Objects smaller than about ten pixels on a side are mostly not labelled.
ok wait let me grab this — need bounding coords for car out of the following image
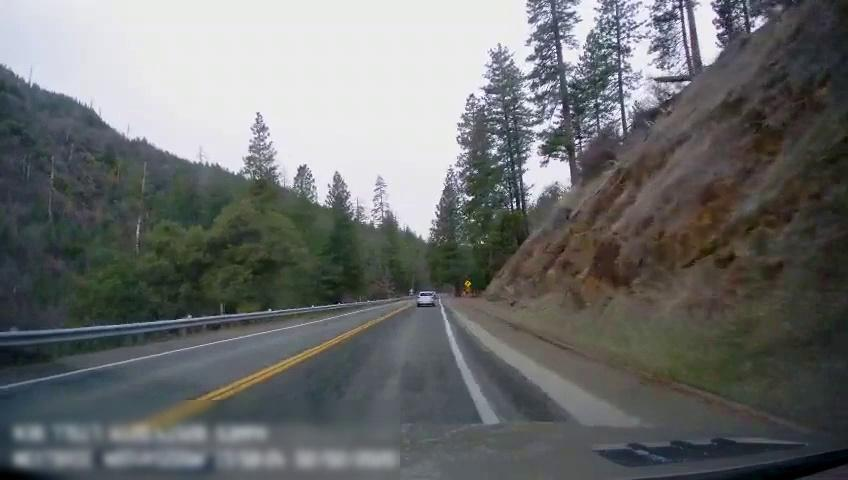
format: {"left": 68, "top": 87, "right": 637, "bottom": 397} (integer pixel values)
{"left": 416, "top": 291, "right": 435, "bottom": 307}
